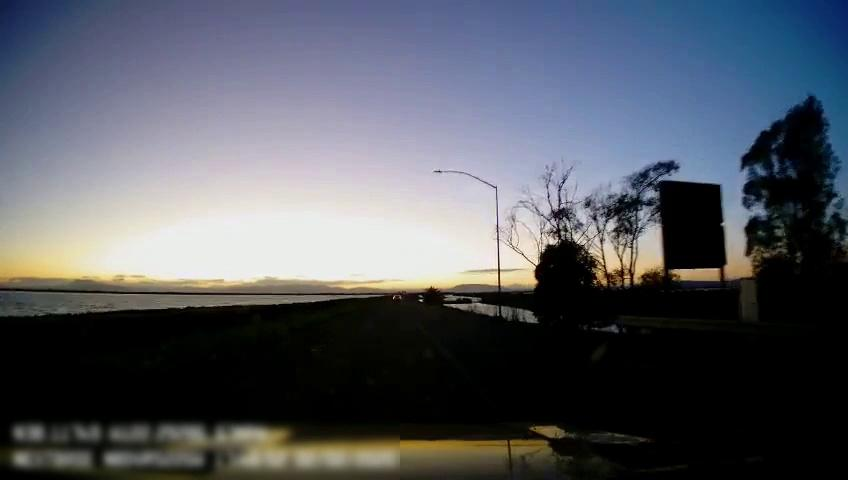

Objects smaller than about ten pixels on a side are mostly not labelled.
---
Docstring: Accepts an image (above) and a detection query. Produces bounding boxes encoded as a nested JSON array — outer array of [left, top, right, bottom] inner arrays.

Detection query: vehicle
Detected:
[[392, 294, 403, 302]]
